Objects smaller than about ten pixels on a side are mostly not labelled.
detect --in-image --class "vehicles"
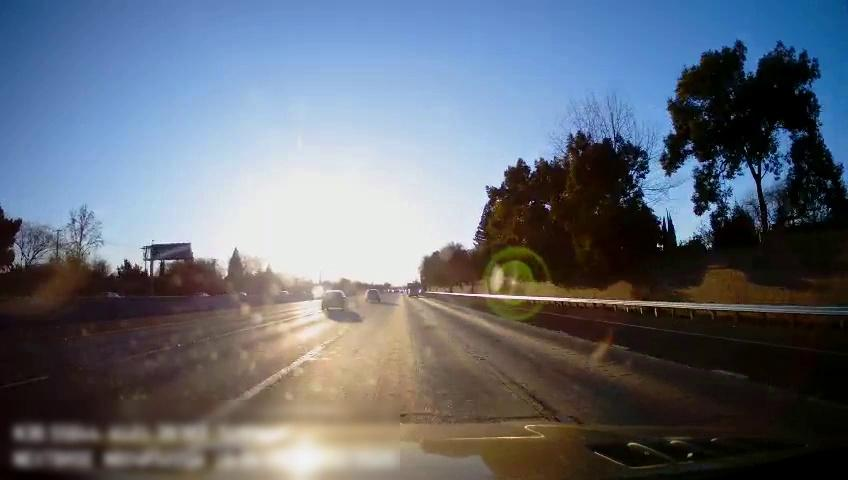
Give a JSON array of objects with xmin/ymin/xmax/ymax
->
[
  {"xmin": 321, "ymin": 289, "xmax": 349, "ymax": 312},
  {"xmin": 407, "ymin": 287, "xmax": 419, "ymax": 298},
  {"xmin": 93, "ymin": 291, "xmax": 120, "ymax": 298},
  {"xmin": 277, "ymin": 290, "xmax": 290, "ymax": 296},
  {"xmin": 191, "ymin": 292, "xmax": 211, "ymax": 297},
  {"xmin": 364, "ymin": 288, "xmax": 382, "ymax": 304}
]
